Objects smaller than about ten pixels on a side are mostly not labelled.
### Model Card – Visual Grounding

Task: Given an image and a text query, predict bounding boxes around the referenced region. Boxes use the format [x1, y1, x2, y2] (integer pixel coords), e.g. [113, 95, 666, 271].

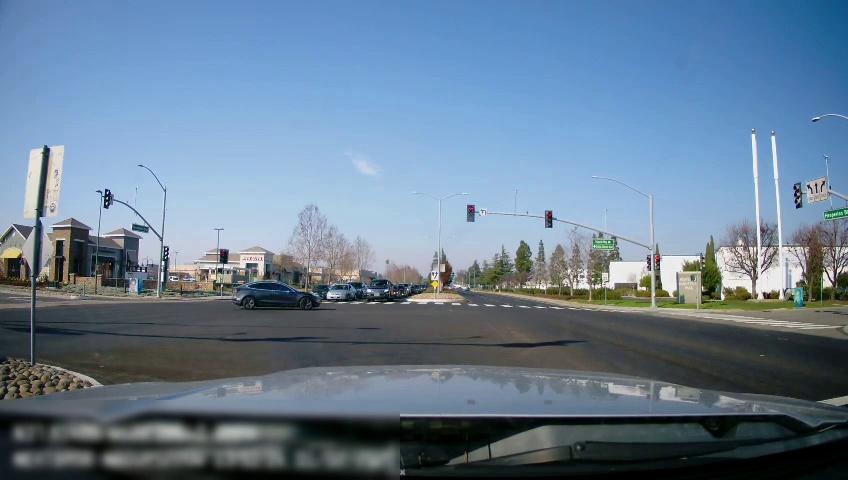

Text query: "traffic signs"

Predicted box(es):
[823, 206, 848, 221]
[431, 270, 440, 281]
[592, 238, 614, 250]
[807, 177, 826, 202]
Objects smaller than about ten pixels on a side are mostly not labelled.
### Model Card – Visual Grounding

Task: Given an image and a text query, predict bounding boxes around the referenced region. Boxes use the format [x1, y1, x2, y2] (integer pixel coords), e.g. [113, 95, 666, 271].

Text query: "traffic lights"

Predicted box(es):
[792, 182, 803, 209]
[163, 247, 170, 262]
[103, 188, 111, 209]
[466, 204, 475, 223]
[646, 254, 652, 271]
[224, 250, 229, 264]
[544, 210, 553, 228]
[219, 249, 224, 263]
[653, 253, 660, 270]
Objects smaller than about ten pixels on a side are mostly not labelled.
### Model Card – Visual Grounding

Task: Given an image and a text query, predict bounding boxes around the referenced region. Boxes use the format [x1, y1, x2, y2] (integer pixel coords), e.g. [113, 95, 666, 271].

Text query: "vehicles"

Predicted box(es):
[232, 279, 321, 309]
[352, 282, 367, 299]
[312, 284, 332, 301]
[367, 280, 391, 293]
[393, 283, 406, 301]
[329, 283, 359, 300]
